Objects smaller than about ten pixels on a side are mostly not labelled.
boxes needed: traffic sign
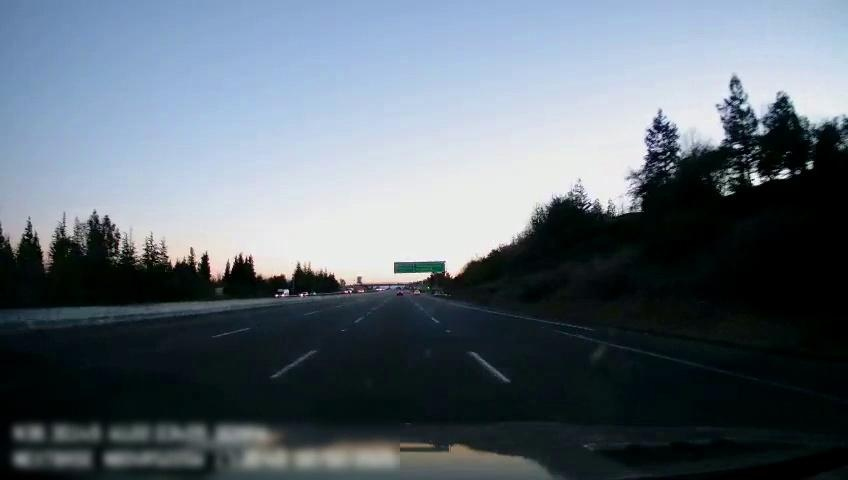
[395,262,446,274]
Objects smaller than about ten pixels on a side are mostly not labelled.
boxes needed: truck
[274,288,290,298]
